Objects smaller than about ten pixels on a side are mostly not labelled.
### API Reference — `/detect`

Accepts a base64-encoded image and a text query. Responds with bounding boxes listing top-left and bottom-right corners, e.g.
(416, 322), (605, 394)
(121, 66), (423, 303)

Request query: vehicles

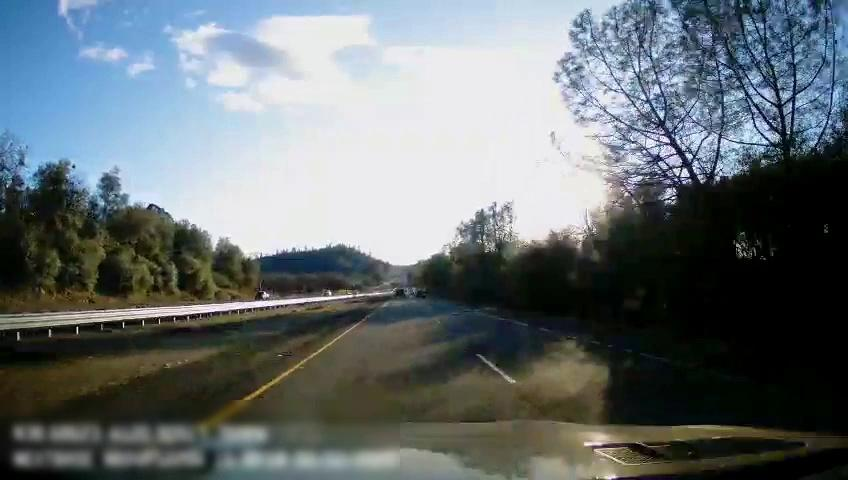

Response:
(394, 288), (406, 298)
(254, 290), (270, 301)
(415, 288), (427, 298)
